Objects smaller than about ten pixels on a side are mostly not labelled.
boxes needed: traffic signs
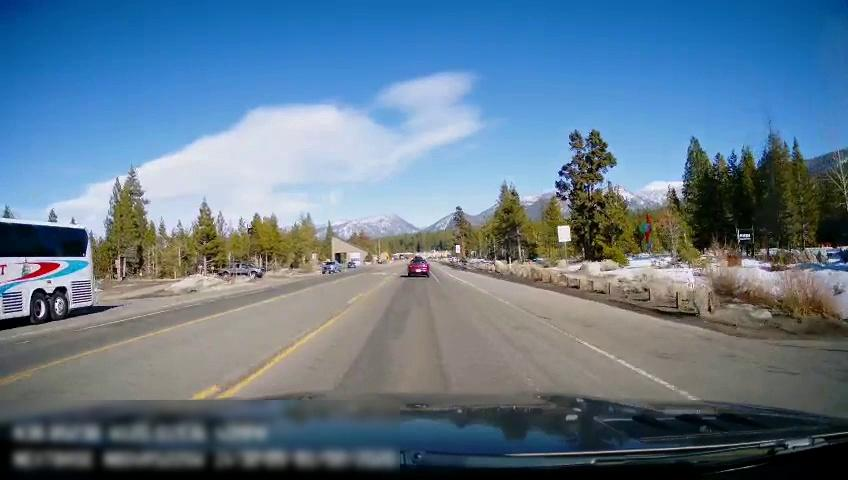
[558,225,571,242]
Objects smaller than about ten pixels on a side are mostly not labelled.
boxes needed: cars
[408,257,431,276]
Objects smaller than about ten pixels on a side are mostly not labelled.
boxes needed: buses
[0,217,97,325]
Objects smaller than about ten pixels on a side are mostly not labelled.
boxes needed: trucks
[221,263,264,279]
[322,260,343,274]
